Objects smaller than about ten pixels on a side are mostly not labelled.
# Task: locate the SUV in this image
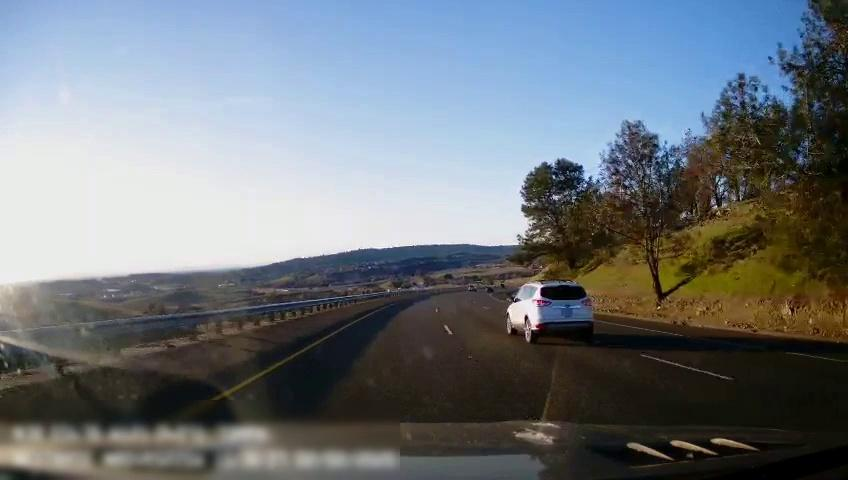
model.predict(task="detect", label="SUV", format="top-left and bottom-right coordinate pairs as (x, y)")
top-left (506, 283), bottom-right (595, 345)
